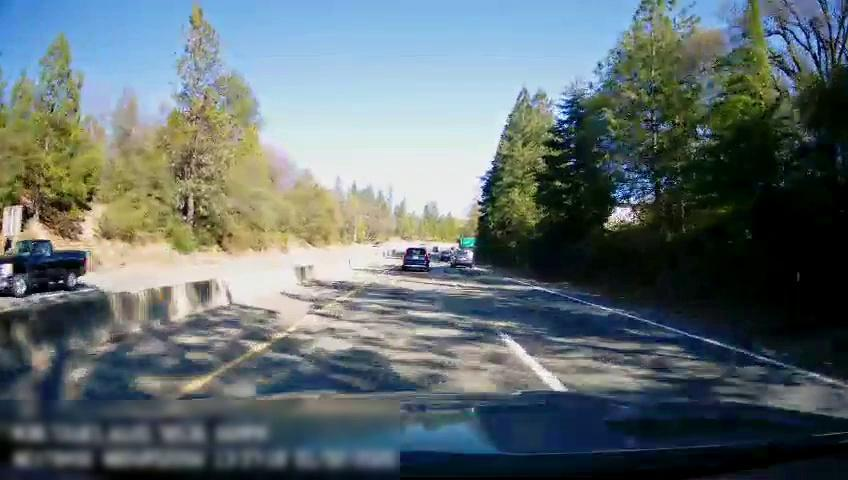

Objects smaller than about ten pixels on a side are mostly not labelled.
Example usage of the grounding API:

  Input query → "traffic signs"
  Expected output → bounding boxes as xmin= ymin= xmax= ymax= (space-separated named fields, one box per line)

xmin=460 ymin=237 xmax=478 ymax=248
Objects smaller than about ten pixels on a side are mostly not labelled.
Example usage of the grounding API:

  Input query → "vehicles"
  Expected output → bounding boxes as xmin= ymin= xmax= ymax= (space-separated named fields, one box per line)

xmin=0 ymin=238 xmax=89 ymax=299
xmin=402 ymin=248 xmax=430 ymax=272
xmin=440 ymin=250 xmax=452 ymax=261
xmin=450 ymin=249 xmax=473 ymax=269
